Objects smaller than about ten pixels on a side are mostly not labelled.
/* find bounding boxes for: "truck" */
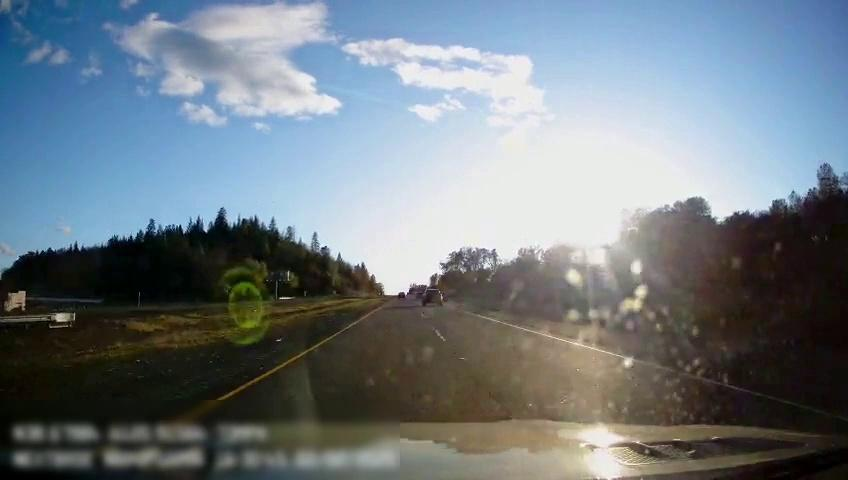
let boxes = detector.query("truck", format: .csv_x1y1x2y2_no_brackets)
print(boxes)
422,289,443,306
